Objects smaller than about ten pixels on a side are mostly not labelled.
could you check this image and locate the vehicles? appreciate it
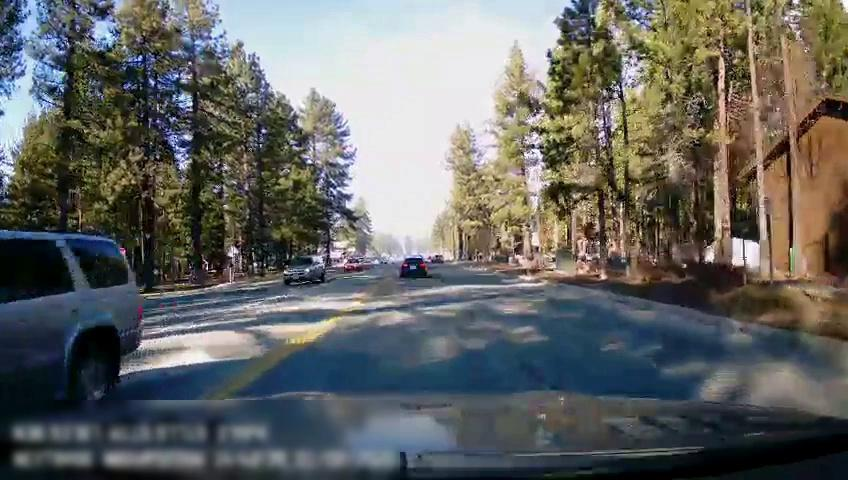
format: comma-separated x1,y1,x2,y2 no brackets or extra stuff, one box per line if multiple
282,256,326,286
400,255,428,278
431,255,442,264
0,229,146,412
344,258,363,273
